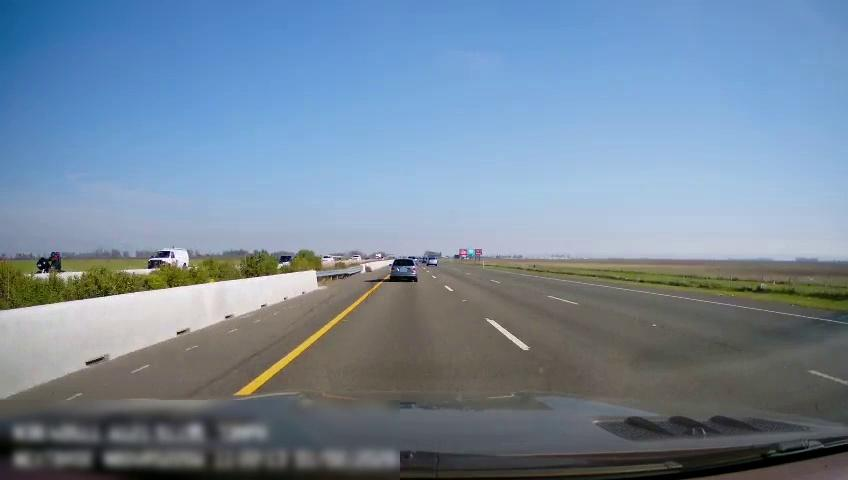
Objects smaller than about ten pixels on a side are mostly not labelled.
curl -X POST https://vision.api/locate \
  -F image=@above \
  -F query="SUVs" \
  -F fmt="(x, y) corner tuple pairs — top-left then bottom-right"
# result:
(349, 254), (362, 261)
(321, 254), (334, 264)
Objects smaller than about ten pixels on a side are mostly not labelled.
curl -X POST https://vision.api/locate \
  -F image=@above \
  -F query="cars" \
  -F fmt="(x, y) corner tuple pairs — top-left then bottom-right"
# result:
(425, 256), (438, 267)
(388, 258), (419, 283)
(277, 255), (294, 264)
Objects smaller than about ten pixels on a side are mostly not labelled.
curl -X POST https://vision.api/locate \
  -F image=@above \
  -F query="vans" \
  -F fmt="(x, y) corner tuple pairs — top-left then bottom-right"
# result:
(147, 247), (190, 270)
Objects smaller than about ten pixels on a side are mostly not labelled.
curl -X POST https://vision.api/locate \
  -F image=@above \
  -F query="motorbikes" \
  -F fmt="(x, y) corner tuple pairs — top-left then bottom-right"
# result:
(34, 251), (67, 274)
